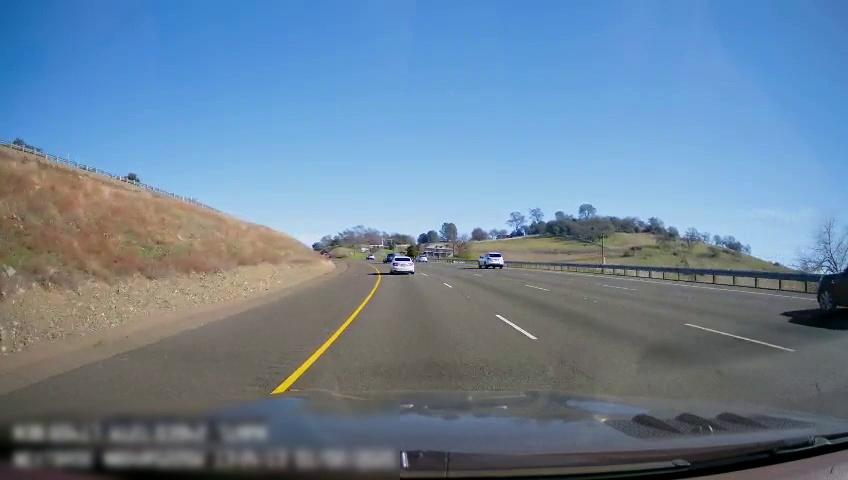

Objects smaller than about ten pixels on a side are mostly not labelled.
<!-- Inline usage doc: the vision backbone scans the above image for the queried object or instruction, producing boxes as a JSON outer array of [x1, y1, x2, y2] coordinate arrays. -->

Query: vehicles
[[815, 270, 848, 314], [478, 252, 504, 270], [389, 256, 415, 275], [383, 255, 396, 264], [415, 256, 428, 264]]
